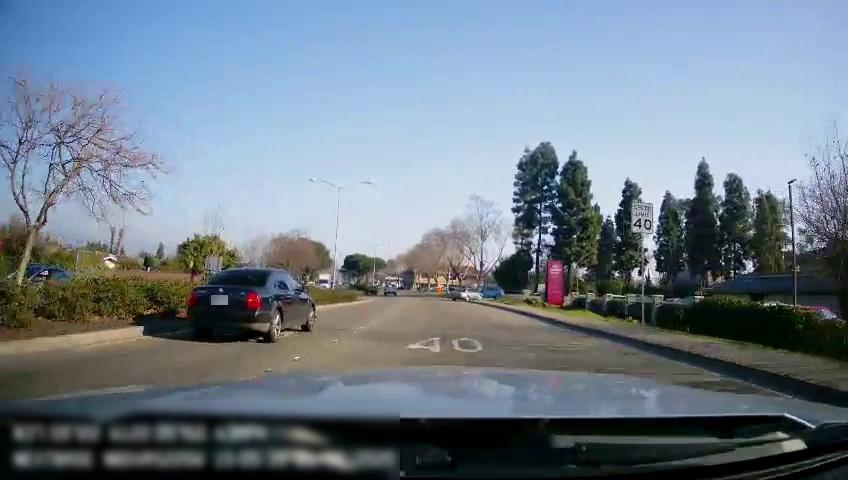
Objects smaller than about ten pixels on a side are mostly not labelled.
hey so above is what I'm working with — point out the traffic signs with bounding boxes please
[631,202,654,234]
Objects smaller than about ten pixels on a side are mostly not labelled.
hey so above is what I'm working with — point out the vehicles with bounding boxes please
[189,268,317,344]
[384,286,397,295]
[2,266,72,291]
[795,306,839,321]
[318,274,331,289]
[475,287,504,299]
[452,288,481,302]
